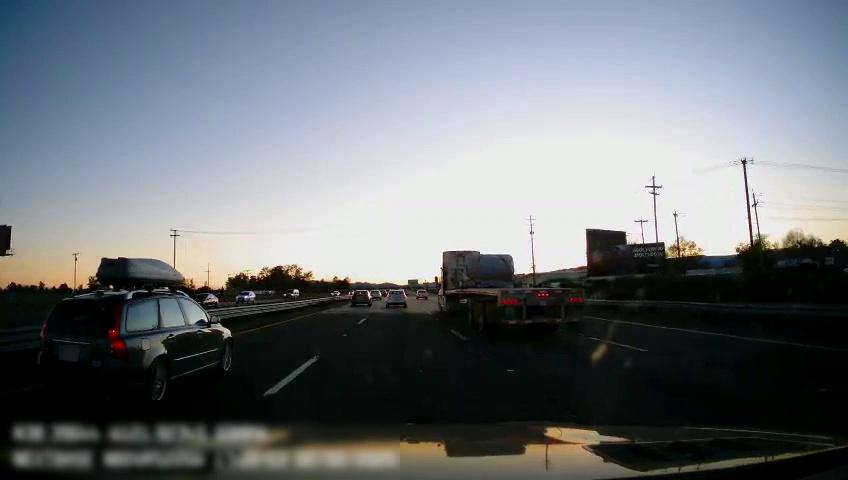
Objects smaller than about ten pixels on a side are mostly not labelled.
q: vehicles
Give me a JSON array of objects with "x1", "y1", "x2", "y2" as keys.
[
  {"x1": 283, "y1": 288, "x2": 300, "y2": 301},
  {"x1": 433, "y1": 249, "x2": 588, "y2": 338},
  {"x1": 331, "y1": 290, "x2": 341, "y2": 297},
  {"x1": 386, "y1": 289, "x2": 409, "y2": 307},
  {"x1": 351, "y1": 290, "x2": 373, "y2": 306},
  {"x1": 194, "y1": 293, "x2": 220, "y2": 309},
  {"x1": 235, "y1": 290, "x2": 256, "y2": 304},
  {"x1": 35, "y1": 255, "x2": 235, "y2": 405},
  {"x1": 370, "y1": 290, "x2": 383, "y2": 301},
  {"x1": 415, "y1": 289, "x2": 428, "y2": 300}
]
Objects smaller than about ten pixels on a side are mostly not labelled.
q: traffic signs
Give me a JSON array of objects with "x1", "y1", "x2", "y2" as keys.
[{"x1": 407, "y1": 278, "x2": 419, "y2": 285}]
